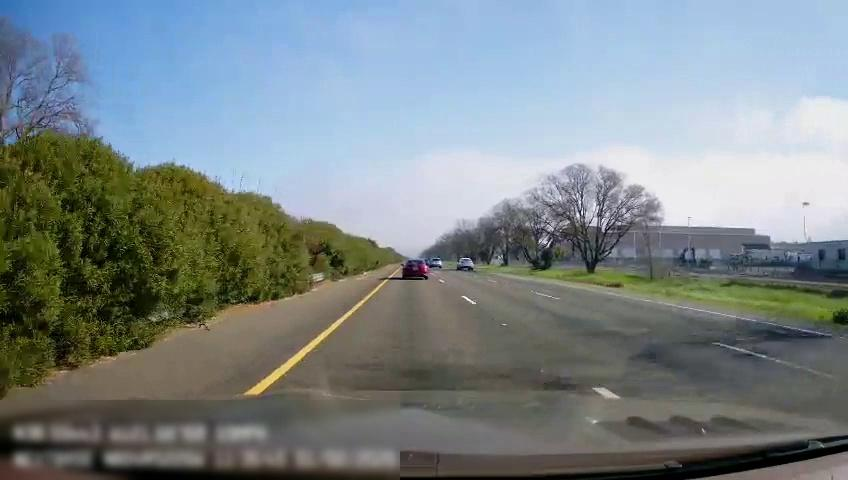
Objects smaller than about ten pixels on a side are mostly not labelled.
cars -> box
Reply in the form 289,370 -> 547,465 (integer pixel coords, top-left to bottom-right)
399,257 -> 429,281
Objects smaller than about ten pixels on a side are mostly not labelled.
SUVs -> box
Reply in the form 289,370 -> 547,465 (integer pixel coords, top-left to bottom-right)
429,257 -> 442,268
456,256 -> 476,272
